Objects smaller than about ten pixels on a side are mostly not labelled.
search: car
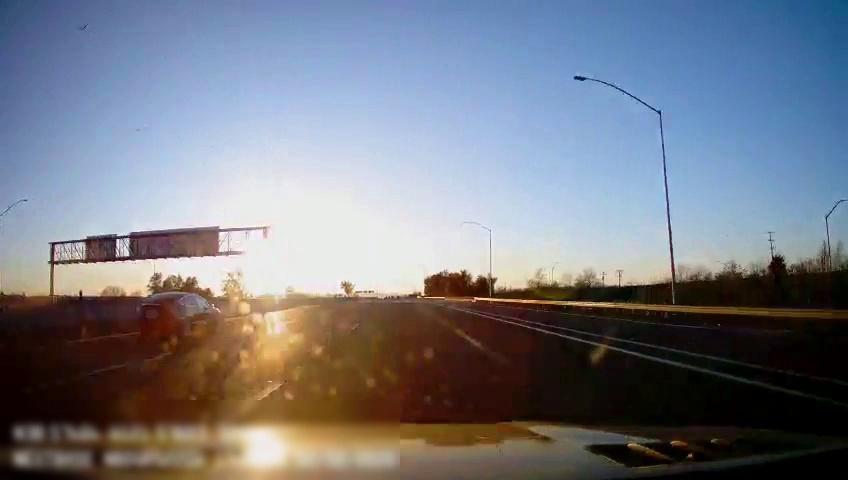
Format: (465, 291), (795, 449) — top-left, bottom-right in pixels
(134, 292), (224, 340)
